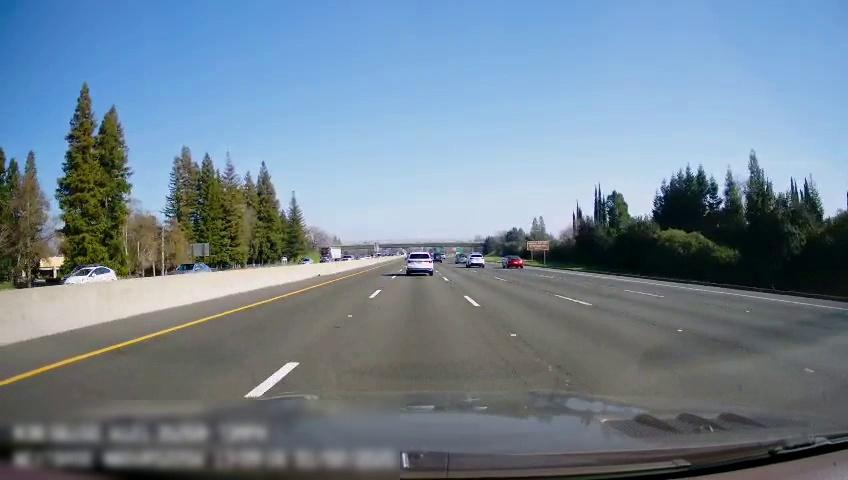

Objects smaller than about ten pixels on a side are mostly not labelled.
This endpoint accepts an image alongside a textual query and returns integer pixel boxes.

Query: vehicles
[64,266,118,286]
[502,255,525,270]
[405,250,435,276]
[318,246,343,263]
[171,263,212,274]
[464,253,486,269]
[432,253,444,264]
[454,253,467,265]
